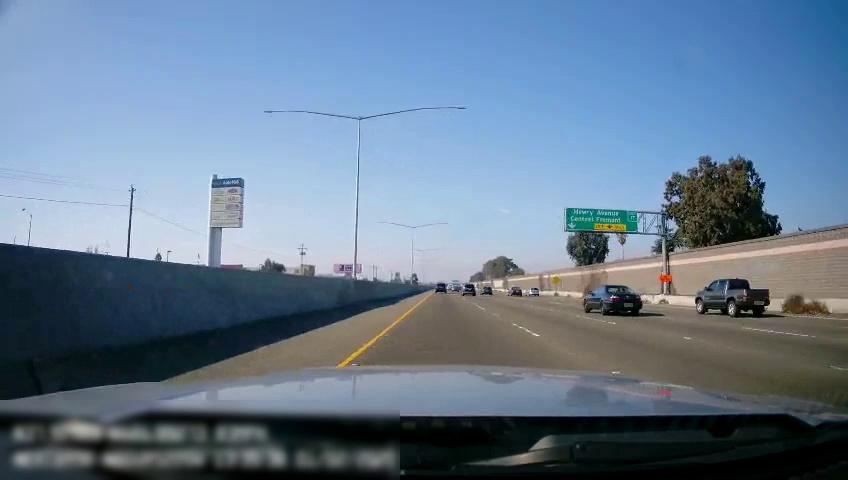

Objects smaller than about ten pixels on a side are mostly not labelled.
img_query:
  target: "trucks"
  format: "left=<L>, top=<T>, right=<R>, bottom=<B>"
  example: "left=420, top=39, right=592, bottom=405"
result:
left=694, top=279, right=771, bottom=318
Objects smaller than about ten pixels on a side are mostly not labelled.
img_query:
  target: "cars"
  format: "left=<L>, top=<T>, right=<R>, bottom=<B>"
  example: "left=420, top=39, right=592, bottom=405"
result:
left=525, top=287, right=540, bottom=296
left=584, top=285, right=643, bottom=316
left=480, top=286, right=493, bottom=295
left=507, top=286, right=523, bottom=296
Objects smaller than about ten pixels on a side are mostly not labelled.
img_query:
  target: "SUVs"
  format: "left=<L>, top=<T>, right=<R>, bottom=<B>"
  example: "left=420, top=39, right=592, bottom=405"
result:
left=435, top=282, right=447, bottom=293
left=461, top=284, right=476, bottom=296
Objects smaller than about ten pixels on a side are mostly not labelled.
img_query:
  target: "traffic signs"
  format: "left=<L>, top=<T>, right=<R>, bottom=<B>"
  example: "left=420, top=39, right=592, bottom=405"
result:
left=565, top=207, right=638, bottom=233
